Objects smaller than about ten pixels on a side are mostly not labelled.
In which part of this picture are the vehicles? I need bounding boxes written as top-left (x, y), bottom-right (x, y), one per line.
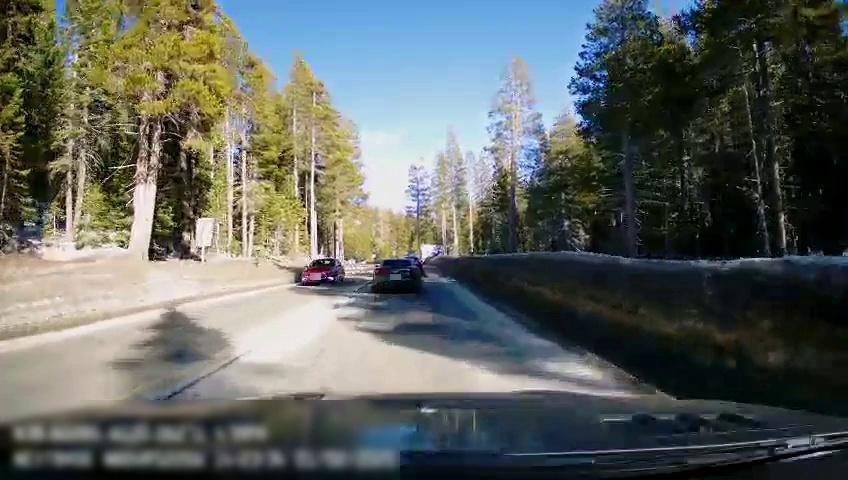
top-left (407, 256), bottom-right (425, 275)
top-left (374, 258), bottom-right (422, 290)
top-left (301, 258), bottom-right (346, 286)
